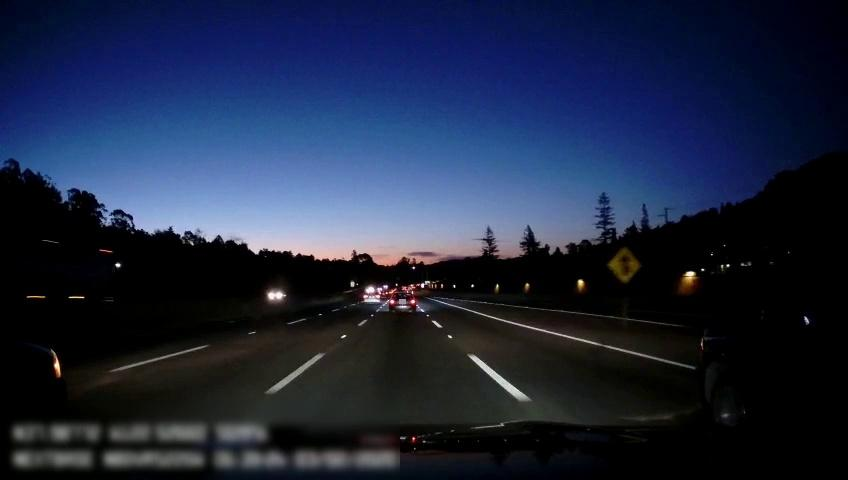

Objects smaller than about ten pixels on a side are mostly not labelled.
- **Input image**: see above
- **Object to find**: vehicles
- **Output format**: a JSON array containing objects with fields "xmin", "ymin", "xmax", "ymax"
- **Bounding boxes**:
[
  {"xmin": 379, "ymin": 289, "xmax": 390, "ymax": 298},
  {"xmin": 0, "ymin": 336, "xmax": 66, "ymax": 438},
  {"xmin": 388, "ymin": 291, "xmax": 417, "ymax": 314},
  {"xmin": 268, "ymin": 288, "xmax": 286, "ymax": 301},
  {"xmin": 696, "ymin": 280, "xmax": 848, "ymax": 432},
  {"xmin": 363, "ymin": 291, "xmax": 382, "ymax": 305},
  {"xmin": 0, "ymin": 232, "xmax": 119, "ymax": 309}
]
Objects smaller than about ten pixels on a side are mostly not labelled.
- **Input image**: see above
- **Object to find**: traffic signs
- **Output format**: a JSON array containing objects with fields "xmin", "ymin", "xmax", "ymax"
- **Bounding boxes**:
[{"xmin": 607, "ymin": 246, "xmax": 642, "ymax": 284}]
